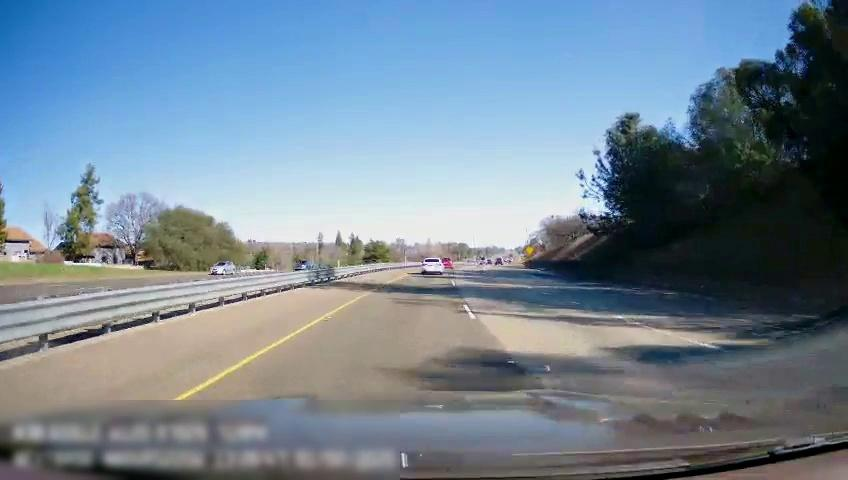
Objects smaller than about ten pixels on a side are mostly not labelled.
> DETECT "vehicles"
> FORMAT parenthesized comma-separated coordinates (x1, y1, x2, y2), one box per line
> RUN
(438, 258, 454, 270)
(208, 260, 237, 275)
(293, 260, 312, 272)
(421, 258, 444, 276)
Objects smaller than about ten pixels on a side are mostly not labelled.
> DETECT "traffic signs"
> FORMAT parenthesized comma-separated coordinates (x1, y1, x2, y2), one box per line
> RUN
(523, 245, 536, 256)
